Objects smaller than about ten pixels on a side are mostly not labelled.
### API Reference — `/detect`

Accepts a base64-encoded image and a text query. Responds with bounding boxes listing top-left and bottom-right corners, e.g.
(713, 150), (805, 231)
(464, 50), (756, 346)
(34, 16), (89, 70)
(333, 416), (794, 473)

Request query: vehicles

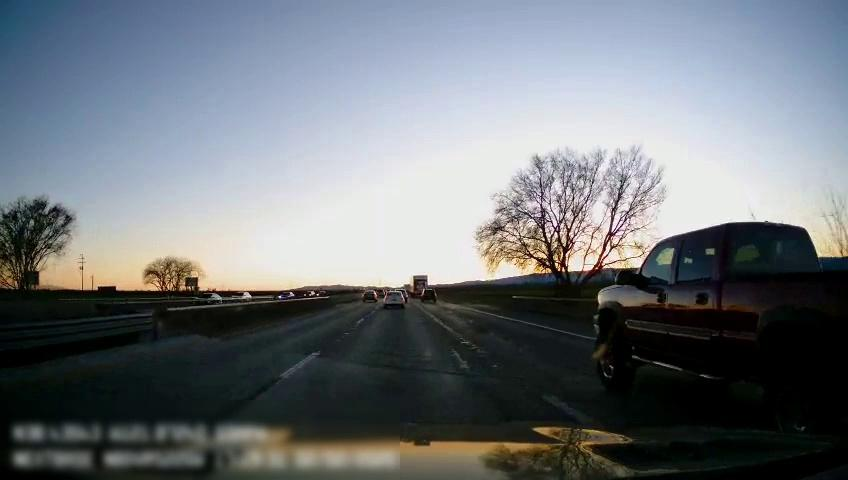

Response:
(591, 220), (848, 437)
(192, 292), (223, 306)
(361, 289), (378, 303)
(231, 291), (253, 303)
(420, 288), (438, 303)
(394, 288), (409, 304)
(274, 291), (295, 301)
(409, 275), (428, 298)
(383, 290), (406, 309)
(303, 290), (316, 298)
(311, 290), (327, 298)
